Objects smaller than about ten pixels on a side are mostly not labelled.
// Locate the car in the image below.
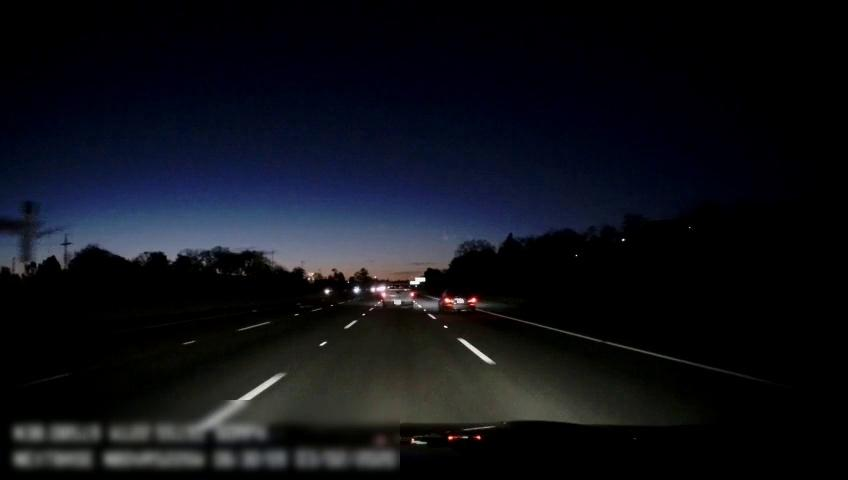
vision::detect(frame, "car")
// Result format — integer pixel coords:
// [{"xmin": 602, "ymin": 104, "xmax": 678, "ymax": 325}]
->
[{"xmin": 438, "ymin": 286, "xmax": 479, "ymax": 316}]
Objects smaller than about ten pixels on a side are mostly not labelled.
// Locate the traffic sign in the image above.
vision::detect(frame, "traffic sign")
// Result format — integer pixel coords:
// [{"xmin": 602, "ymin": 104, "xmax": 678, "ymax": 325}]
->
[{"xmin": 415, "ymin": 277, "xmax": 426, "ymax": 283}]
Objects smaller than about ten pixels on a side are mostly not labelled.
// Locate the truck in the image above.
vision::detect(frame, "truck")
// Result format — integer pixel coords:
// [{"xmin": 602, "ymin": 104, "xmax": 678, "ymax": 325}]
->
[{"xmin": 382, "ymin": 282, "xmax": 415, "ymax": 313}]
